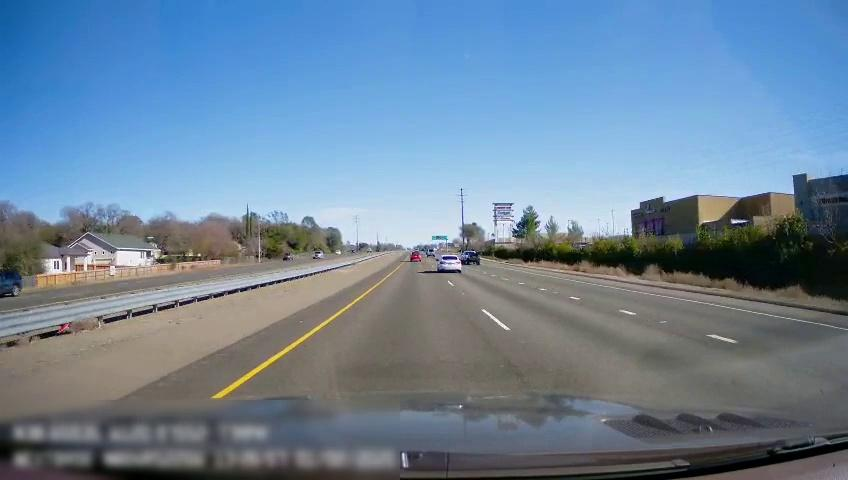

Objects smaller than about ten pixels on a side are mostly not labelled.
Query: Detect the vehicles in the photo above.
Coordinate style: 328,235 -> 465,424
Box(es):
312,251 -> 324,260
425,248 -> 436,258
466,253 -> 482,266
282,252 -> 295,262
409,251 -> 423,262
460,250 -> 477,266
434,254 -> 461,273
0,272 -> 23,299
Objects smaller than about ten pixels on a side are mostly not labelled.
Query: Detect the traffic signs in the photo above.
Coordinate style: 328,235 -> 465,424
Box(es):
430,235 -> 448,241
